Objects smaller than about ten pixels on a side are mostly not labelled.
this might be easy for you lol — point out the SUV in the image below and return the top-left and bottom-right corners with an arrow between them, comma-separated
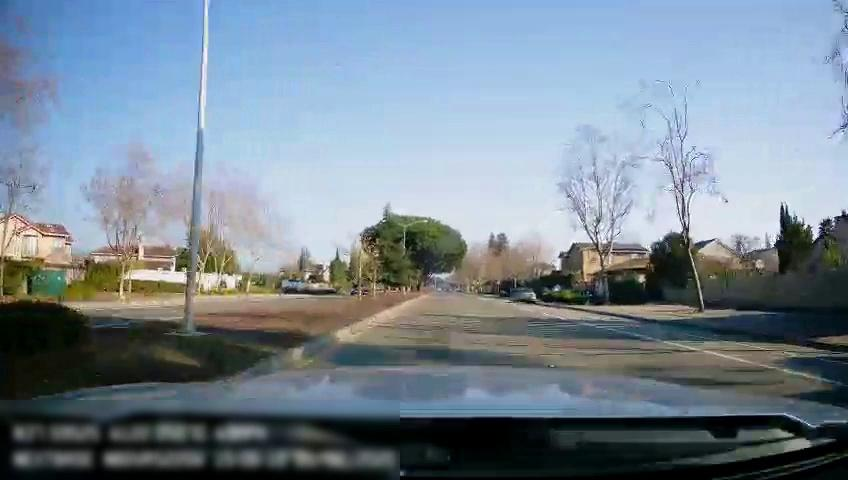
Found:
351,284 -> 368,296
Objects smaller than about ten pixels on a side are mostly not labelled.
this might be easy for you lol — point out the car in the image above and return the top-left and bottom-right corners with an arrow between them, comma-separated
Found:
514,288 -> 536,303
